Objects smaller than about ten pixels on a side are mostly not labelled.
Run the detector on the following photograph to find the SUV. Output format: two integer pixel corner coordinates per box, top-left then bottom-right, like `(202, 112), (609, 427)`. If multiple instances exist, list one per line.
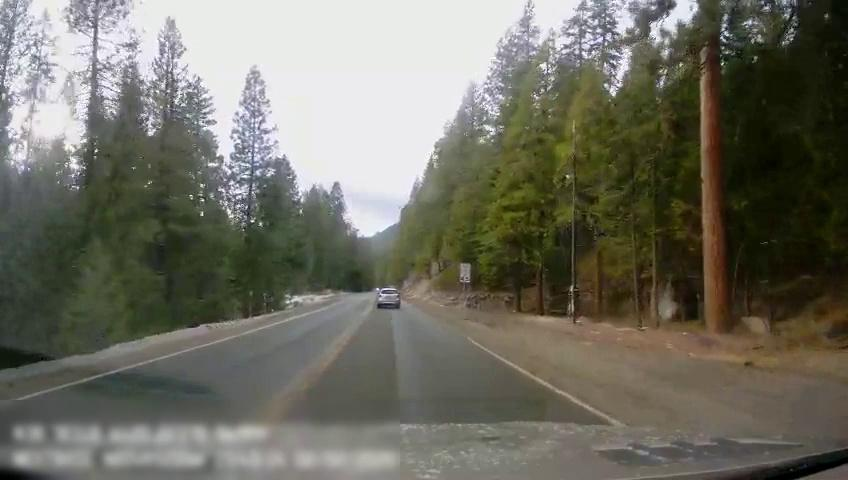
(377, 288), (401, 310)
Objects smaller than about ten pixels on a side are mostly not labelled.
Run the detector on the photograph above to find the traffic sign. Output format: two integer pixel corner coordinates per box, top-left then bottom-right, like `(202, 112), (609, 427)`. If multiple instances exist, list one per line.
(459, 263), (471, 284)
